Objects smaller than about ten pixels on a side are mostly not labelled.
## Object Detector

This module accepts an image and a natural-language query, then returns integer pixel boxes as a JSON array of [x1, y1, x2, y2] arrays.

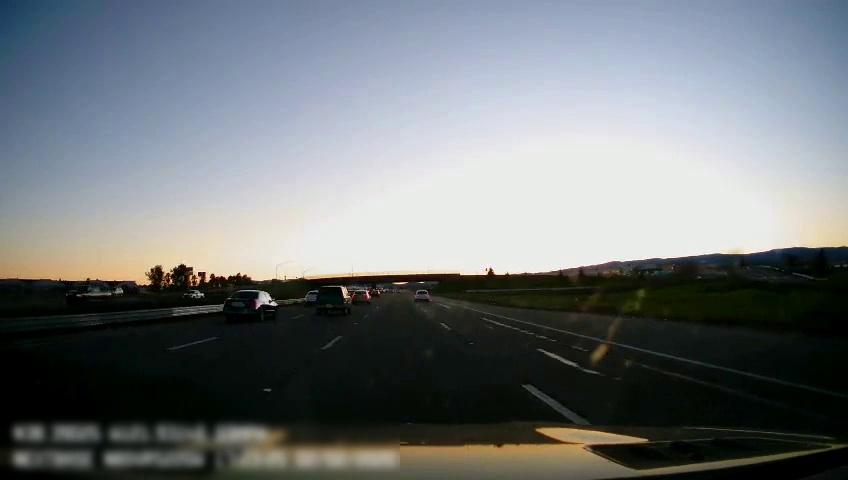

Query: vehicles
[[108, 288, 124, 298], [65, 285, 113, 306], [414, 289, 430, 302], [351, 290, 371, 305], [304, 290, 319, 307], [316, 286, 352, 315], [223, 290, 280, 324], [181, 290, 205, 304]]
